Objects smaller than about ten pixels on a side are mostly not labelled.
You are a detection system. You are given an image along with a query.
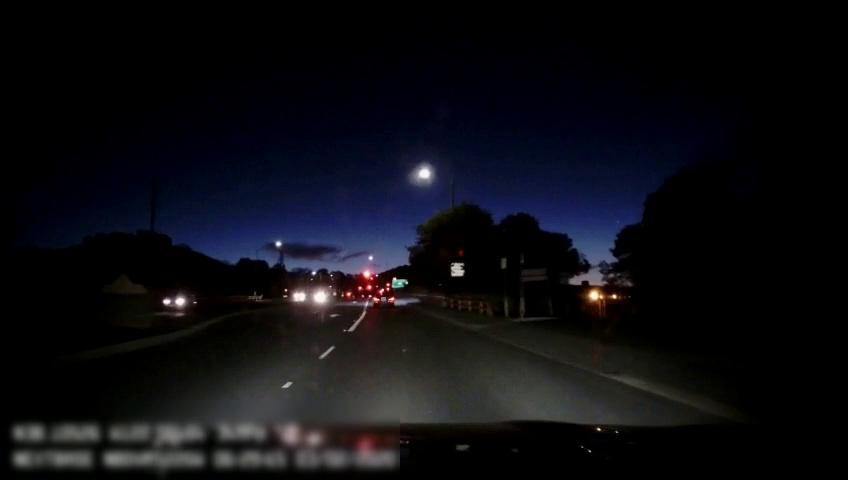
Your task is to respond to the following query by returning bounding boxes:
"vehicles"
[314,291,331,304]
[161,288,198,309]
[292,291,308,303]
[371,292,395,308]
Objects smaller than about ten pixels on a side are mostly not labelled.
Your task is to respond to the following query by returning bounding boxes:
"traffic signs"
[390,277,406,290]
[450,262,465,277]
